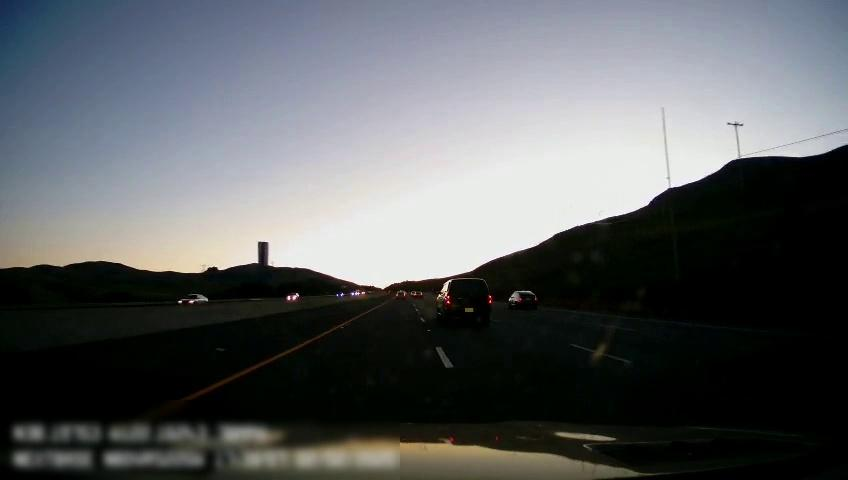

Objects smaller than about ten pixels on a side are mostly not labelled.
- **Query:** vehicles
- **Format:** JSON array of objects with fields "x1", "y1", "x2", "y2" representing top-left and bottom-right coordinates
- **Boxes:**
[
  {"x1": 432, "y1": 278, "x2": 492, "y2": 326},
  {"x1": 177, "y1": 294, "x2": 209, "y2": 306},
  {"x1": 286, "y1": 292, "x2": 300, "y2": 301},
  {"x1": 507, "y1": 290, "x2": 538, "y2": 309},
  {"x1": 395, "y1": 291, "x2": 406, "y2": 299}
]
